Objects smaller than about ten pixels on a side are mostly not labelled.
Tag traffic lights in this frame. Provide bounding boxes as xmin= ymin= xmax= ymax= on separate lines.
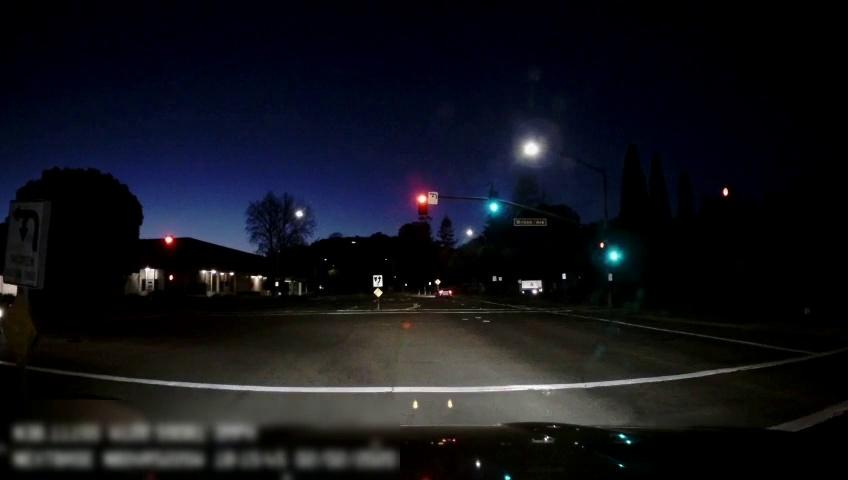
xmin=166 ymin=237 xmax=172 ymax=251
xmin=418 ymin=195 xmax=427 ymax=216
xmin=491 ymin=198 xmax=498 ymax=212
xmin=610 ymin=244 xmax=618 ymax=260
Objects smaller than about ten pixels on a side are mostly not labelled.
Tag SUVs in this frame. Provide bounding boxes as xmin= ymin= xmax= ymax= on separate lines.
xmin=435 ymin=285 xmax=454 ymax=300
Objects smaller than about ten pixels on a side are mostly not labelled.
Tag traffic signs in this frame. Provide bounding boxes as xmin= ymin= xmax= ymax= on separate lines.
xmin=2 ymin=299 xmax=36 ymax=362
xmin=373 ymin=274 xmax=383 ymax=287
xmin=428 ymin=191 xmax=438 ymax=205
xmin=3 ymin=197 xmax=52 ymax=290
